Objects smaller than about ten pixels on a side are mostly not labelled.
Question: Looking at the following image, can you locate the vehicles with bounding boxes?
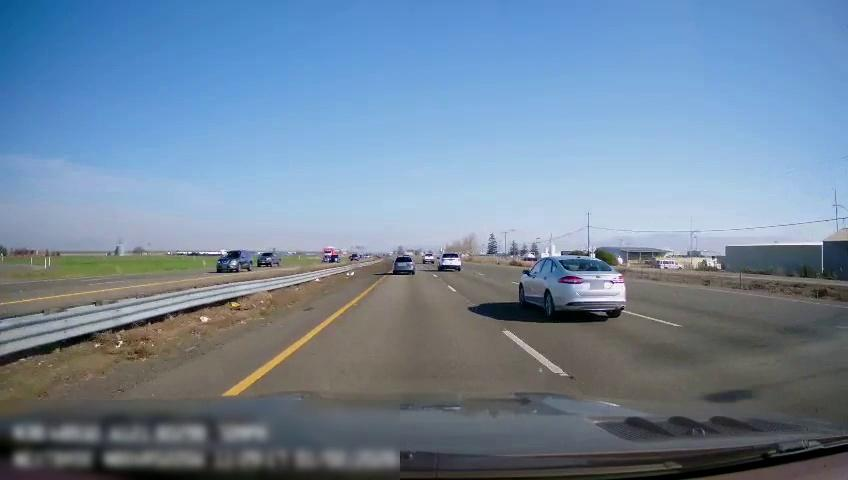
[393,256,416,275]
[257,253,282,267]
[320,247,337,263]
[518,255,627,321]
[216,250,254,273]
[350,253,360,262]
[437,252,463,272]
[422,254,435,264]
[329,255,340,264]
